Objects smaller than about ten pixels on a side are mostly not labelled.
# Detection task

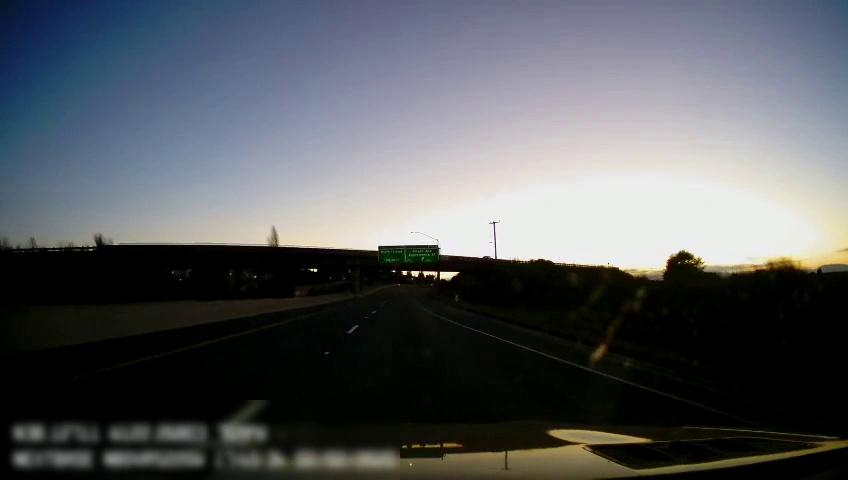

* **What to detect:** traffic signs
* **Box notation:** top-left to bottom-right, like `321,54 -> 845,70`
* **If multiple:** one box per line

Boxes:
405,244 -> 440,264
377,244 -> 405,265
